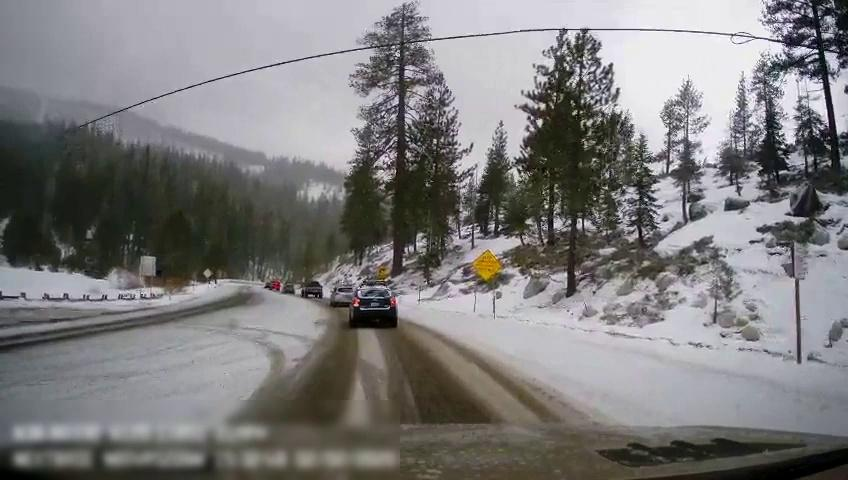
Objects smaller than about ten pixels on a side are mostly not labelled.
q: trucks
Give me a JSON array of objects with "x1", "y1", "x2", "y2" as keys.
[{"x1": 301, "y1": 281, "x2": 323, "y2": 298}]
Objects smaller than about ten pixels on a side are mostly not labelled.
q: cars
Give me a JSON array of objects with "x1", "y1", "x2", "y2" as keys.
[
  {"x1": 330, "y1": 287, "x2": 356, "y2": 307},
  {"x1": 349, "y1": 281, "x2": 398, "y2": 329}
]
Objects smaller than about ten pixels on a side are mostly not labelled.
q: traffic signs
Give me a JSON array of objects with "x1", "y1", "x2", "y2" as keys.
[
  {"x1": 140, "y1": 255, "x2": 157, "y2": 277},
  {"x1": 471, "y1": 249, "x2": 502, "y2": 283}
]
